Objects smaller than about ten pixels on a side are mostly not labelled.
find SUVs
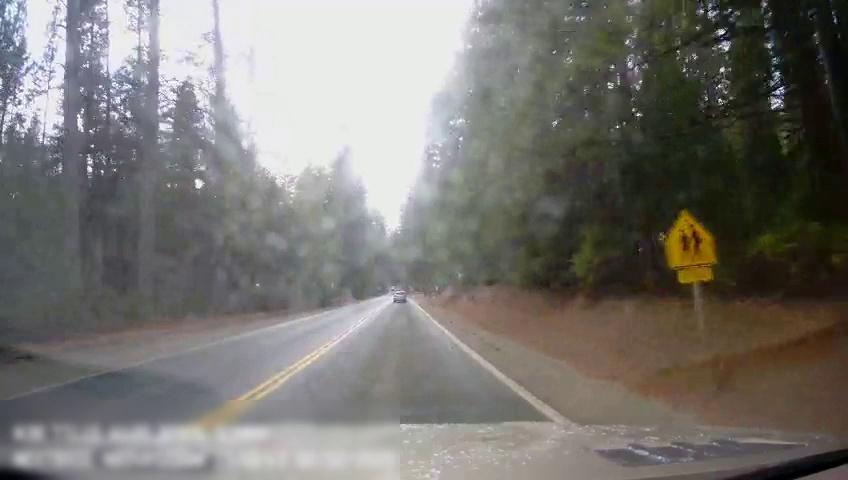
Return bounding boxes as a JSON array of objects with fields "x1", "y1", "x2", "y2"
[{"x1": 392, "y1": 290, "x2": 407, "y2": 303}]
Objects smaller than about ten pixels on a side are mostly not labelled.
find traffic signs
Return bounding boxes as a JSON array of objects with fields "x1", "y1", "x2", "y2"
[
  {"x1": 662, "y1": 207, "x2": 719, "y2": 271},
  {"x1": 676, "y1": 265, "x2": 716, "y2": 286}
]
